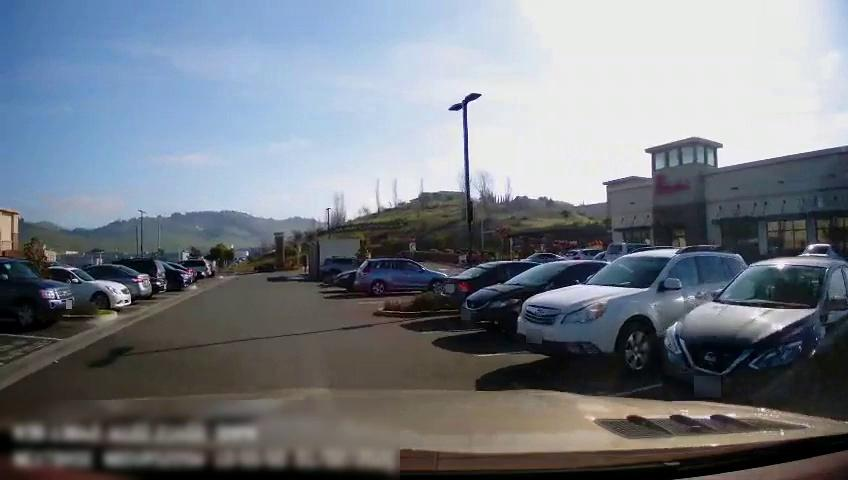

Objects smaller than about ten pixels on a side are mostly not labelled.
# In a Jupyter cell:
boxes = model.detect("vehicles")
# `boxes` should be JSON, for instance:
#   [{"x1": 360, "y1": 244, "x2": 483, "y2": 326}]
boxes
[
  {"x1": 565, "y1": 249, "x2": 601, "y2": 261},
  {"x1": 515, "y1": 245, "x2": 744, "y2": 379},
  {"x1": 336, "y1": 268, "x2": 358, "y2": 287},
  {"x1": 0, "y1": 256, "x2": 76, "y2": 329},
  {"x1": 324, "y1": 255, "x2": 355, "y2": 277},
  {"x1": 48, "y1": 265, "x2": 132, "y2": 311},
  {"x1": 519, "y1": 253, "x2": 567, "y2": 263},
  {"x1": 81, "y1": 263, "x2": 153, "y2": 300},
  {"x1": 461, "y1": 259, "x2": 610, "y2": 332},
  {"x1": 114, "y1": 257, "x2": 167, "y2": 278},
  {"x1": 150, "y1": 276, "x2": 167, "y2": 293},
  {"x1": 180, "y1": 258, "x2": 212, "y2": 277},
  {"x1": 661, "y1": 257, "x2": 848, "y2": 401},
  {"x1": 164, "y1": 261, "x2": 192, "y2": 288},
  {"x1": 352, "y1": 257, "x2": 447, "y2": 295},
  {"x1": 430, "y1": 259, "x2": 542, "y2": 310},
  {"x1": 170, "y1": 262, "x2": 193, "y2": 273}
]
